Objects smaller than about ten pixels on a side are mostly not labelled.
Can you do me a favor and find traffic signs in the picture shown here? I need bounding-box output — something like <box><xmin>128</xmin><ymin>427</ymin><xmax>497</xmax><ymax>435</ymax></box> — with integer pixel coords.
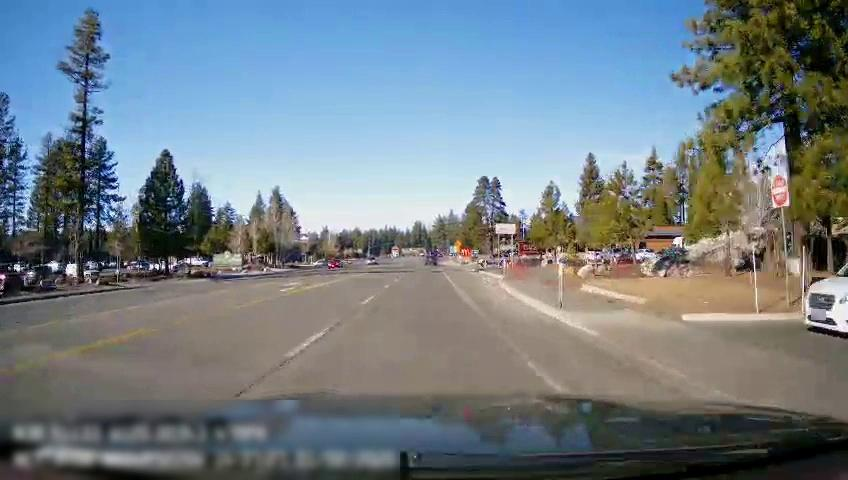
<box><xmin>772</xmin><ymin>167</ymin><xmax>790</xmax><ymax>207</ymax></box>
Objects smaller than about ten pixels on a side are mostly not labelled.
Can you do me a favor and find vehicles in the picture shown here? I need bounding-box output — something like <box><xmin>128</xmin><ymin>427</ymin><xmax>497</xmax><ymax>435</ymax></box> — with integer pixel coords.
<box><xmin>655</xmin><ymin>251</ymin><xmax>689</xmax><ymax>268</ymax></box>
<box><xmin>0</xmin><ymin>264</ymin><xmax>24</xmax><ymax>293</ymax></box>
<box><xmin>423</xmin><ymin>254</ymin><xmax>439</xmax><ymax>265</ymax></box>
<box><xmin>325</xmin><ymin>258</ymin><xmax>341</xmax><ymax>271</ymax></box>
<box><xmin>88</xmin><ymin>268</ymin><xmax>129</xmax><ymax>287</ymax></box>
<box><xmin>804</xmin><ymin>263</ymin><xmax>848</xmax><ymax>335</ymax></box>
